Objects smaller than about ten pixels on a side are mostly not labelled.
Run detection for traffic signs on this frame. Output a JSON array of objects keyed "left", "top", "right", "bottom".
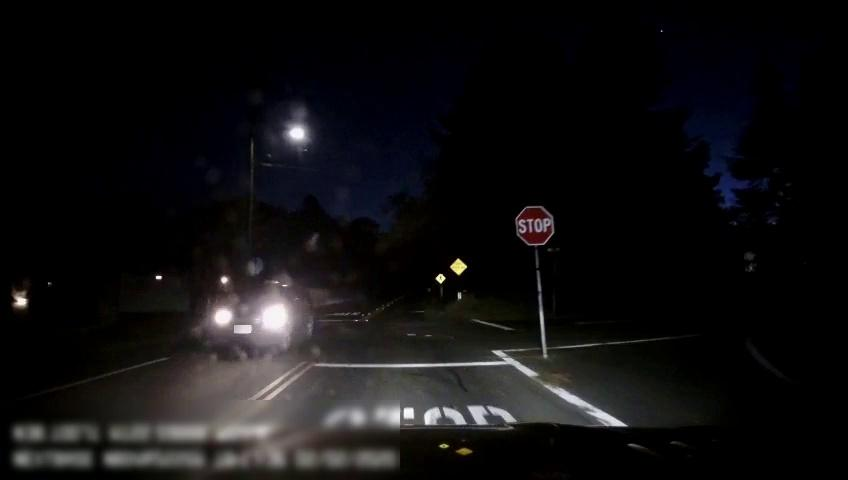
[
  {"left": 449, "top": 257, "right": 468, "bottom": 277},
  {"left": 514, "top": 205, "right": 555, "bottom": 247}
]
